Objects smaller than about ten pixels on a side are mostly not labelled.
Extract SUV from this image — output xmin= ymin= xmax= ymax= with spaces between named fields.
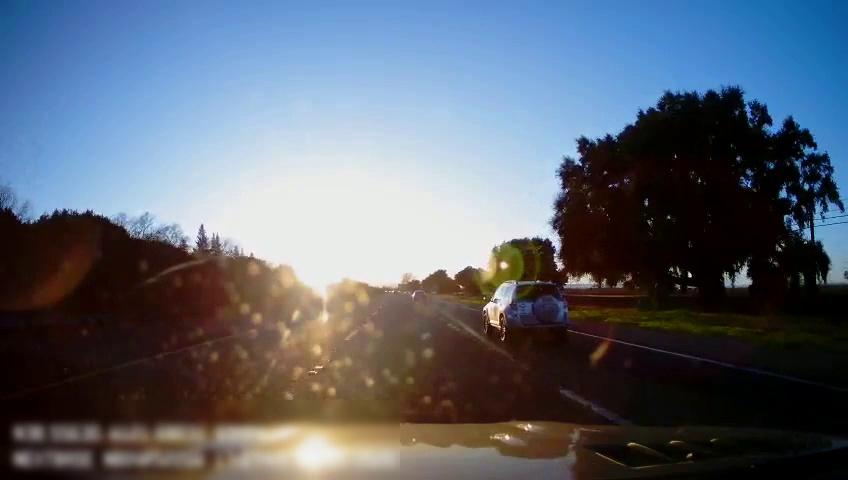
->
xmin=480 ymin=279 xmax=570 ymax=346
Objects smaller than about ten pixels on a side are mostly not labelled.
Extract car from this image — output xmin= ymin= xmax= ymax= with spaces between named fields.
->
xmin=411 ymin=290 xmax=426 ymax=303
